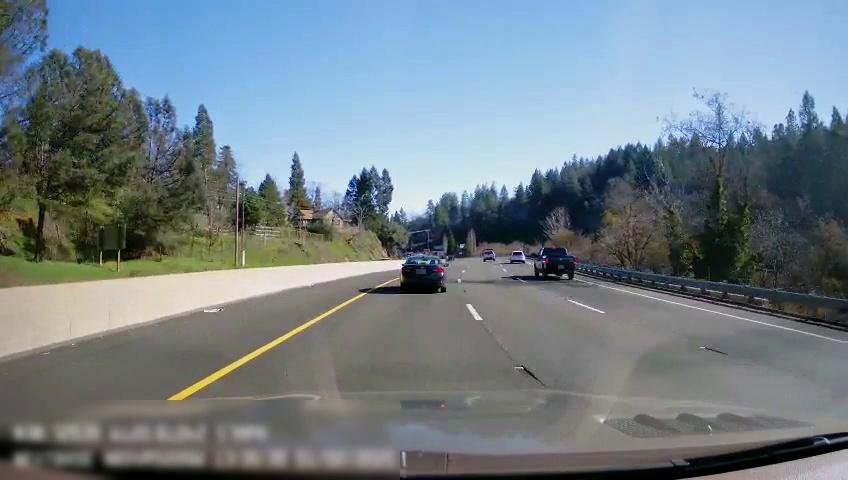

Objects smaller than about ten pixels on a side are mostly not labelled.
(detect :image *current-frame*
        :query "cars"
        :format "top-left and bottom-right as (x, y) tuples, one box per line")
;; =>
(398, 254), (448, 293)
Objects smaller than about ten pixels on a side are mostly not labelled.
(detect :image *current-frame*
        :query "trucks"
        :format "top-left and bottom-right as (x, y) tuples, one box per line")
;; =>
(482, 250), (496, 262)
(532, 247), (576, 281)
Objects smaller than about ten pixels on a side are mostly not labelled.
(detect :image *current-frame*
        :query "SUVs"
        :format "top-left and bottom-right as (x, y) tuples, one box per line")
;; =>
(509, 250), (526, 263)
